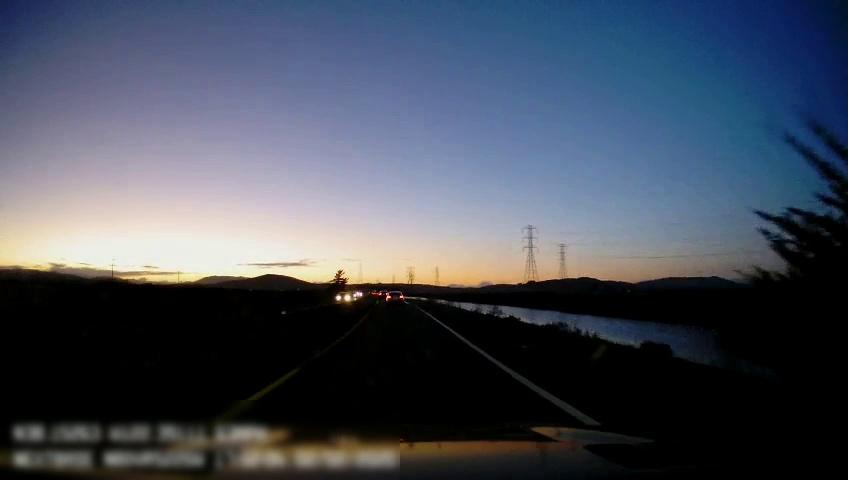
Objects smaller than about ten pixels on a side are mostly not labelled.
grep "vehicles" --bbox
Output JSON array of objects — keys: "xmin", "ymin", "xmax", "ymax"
[
  {"xmin": 334, "ymin": 291, "xmax": 354, "ymax": 306},
  {"xmin": 387, "ymin": 291, "xmax": 404, "ymax": 305}
]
